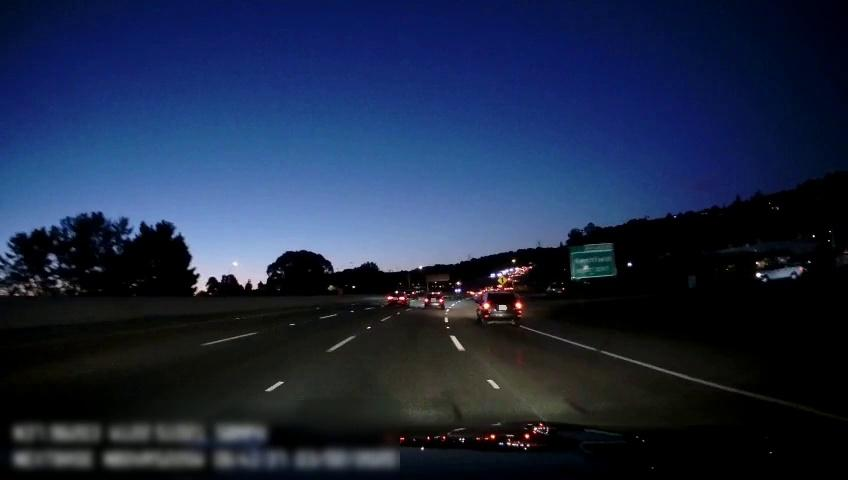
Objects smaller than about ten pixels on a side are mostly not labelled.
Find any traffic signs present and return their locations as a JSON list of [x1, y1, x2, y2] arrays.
[[569, 244, 615, 279]]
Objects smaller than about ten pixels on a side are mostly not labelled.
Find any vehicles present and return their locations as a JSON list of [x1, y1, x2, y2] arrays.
[[474, 290, 524, 327], [755, 262, 803, 284], [545, 284, 566, 299], [424, 292, 445, 310], [469, 288, 484, 302], [387, 290, 411, 309], [405, 289, 418, 300]]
